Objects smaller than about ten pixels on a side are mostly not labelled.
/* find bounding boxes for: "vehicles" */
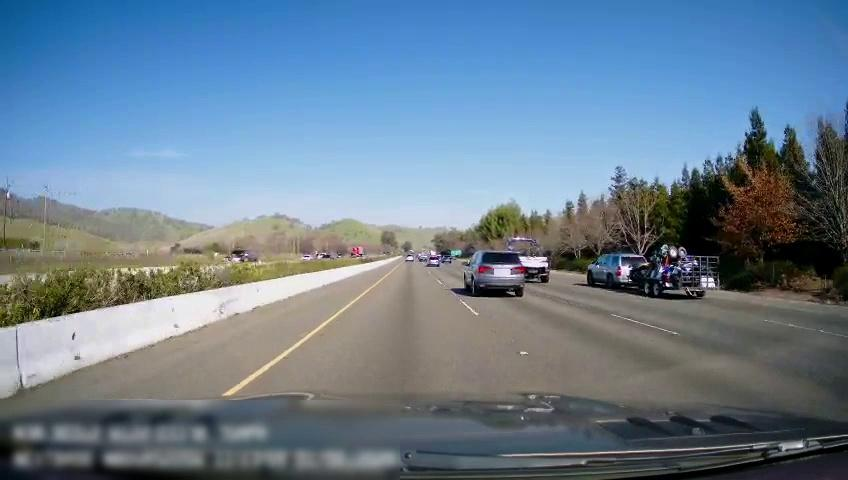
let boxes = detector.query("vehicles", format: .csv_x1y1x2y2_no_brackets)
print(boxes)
302,254,315,261
321,254,336,260
462,248,526,297
313,252,328,259
586,252,651,290
350,247,365,258
440,255,452,264
504,235,551,284
222,248,263,265
425,255,441,268
626,243,721,300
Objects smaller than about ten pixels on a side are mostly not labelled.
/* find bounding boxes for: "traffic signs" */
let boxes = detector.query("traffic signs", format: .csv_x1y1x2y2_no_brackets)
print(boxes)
450,248,462,257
